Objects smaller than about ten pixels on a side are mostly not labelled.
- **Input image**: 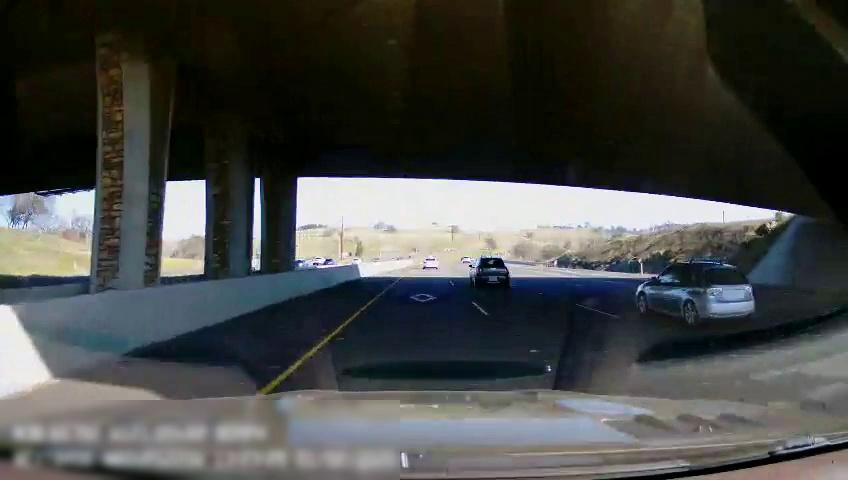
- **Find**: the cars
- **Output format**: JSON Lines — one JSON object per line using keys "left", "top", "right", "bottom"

{"left": 467, "top": 257, "right": 510, "bottom": 291}
{"left": 635, "top": 263, "right": 755, "bottom": 326}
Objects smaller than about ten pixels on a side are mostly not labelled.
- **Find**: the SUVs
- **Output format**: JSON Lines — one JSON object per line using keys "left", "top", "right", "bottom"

{"left": 422, "top": 258, "right": 438, "bottom": 270}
